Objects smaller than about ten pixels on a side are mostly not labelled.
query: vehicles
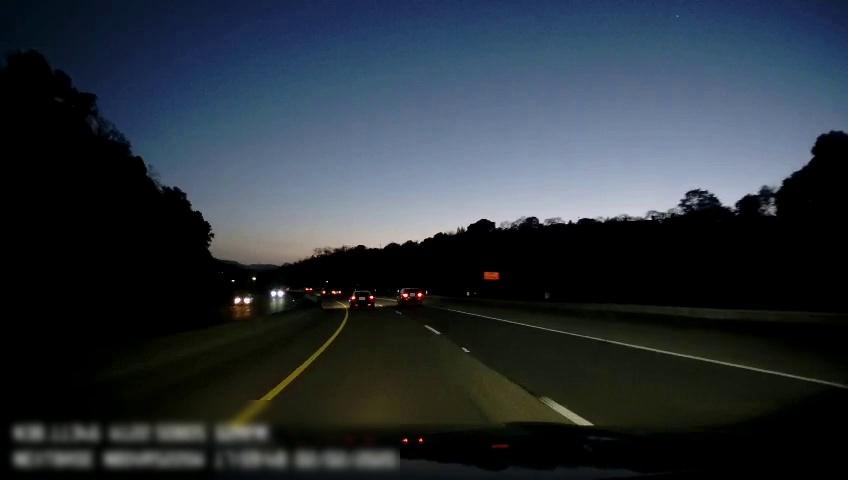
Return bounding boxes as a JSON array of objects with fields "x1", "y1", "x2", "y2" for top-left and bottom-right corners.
[
  {"x1": 268, "y1": 286, "x2": 286, "y2": 299},
  {"x1": 398, "y1": 286, "x2": 423, "y2": 303},
  {"x1": 350, "y1": 289, "x2": 376, "y2": 308},
  {"x1": 231, "y1": 290, "x2": 255, "y2": 306}
]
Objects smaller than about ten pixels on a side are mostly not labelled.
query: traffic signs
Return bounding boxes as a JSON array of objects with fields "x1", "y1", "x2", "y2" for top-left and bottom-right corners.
[{"x1": 482, "y1": 271, "x2": 502, "y2": 282}]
